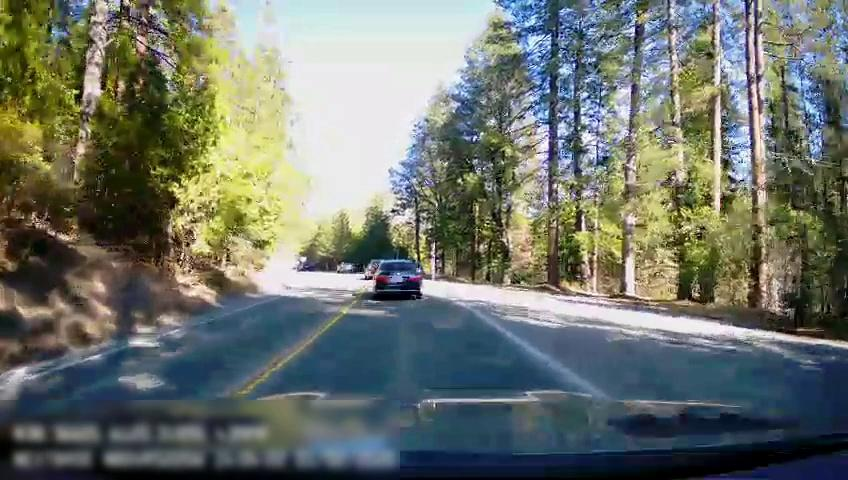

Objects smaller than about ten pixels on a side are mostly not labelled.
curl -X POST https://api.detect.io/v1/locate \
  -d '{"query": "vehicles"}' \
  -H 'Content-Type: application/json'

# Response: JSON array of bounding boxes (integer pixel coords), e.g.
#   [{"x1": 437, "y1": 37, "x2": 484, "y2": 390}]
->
[
  {"x1": 364, "y1": 259, "x2": 383, "y2": 281},
  {"x1": 296, "y1": 261, "x2": 311, "y2": 272},
  {"x1": 336, "y1": 261, "x2": 355, "y2": 273},
  {"x1": 372, "y1": 259, "x2": 424, "y2": 297}
]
